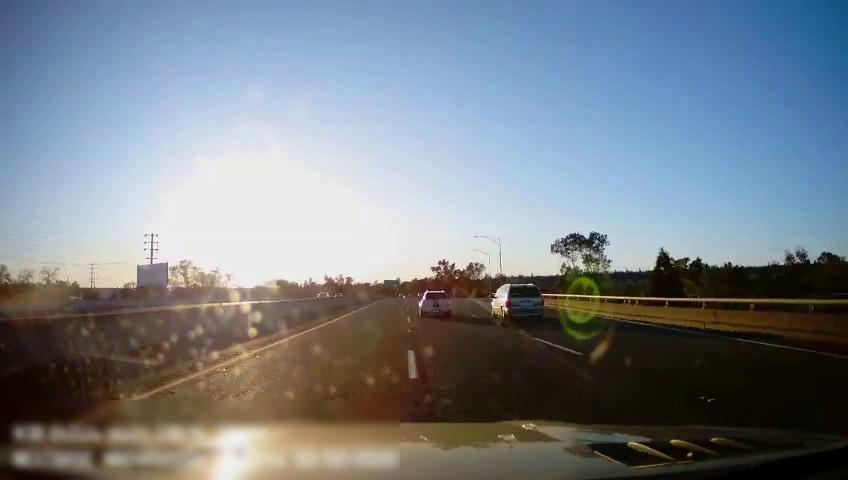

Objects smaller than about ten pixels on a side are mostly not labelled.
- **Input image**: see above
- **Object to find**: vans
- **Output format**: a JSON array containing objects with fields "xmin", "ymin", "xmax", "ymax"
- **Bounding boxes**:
[{"xmin": 490, "ymin": 283, "xmax": 546, "ymax": 326}]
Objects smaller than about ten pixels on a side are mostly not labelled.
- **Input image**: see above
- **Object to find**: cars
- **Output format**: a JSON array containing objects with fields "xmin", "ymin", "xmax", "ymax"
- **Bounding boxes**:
[
  {"xmin": 316, "ymin": 292, "xmax": 331, "ymax": 299},
  {"xmin": 417, "ymin": 290, "xmax": 453, "ymax": 320}
]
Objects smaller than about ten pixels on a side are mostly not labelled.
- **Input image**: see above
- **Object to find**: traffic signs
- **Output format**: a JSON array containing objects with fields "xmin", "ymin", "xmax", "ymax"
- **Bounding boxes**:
[{"xmin": 383, "ymin": 279, "xmax": 401, "ymax": 289}]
